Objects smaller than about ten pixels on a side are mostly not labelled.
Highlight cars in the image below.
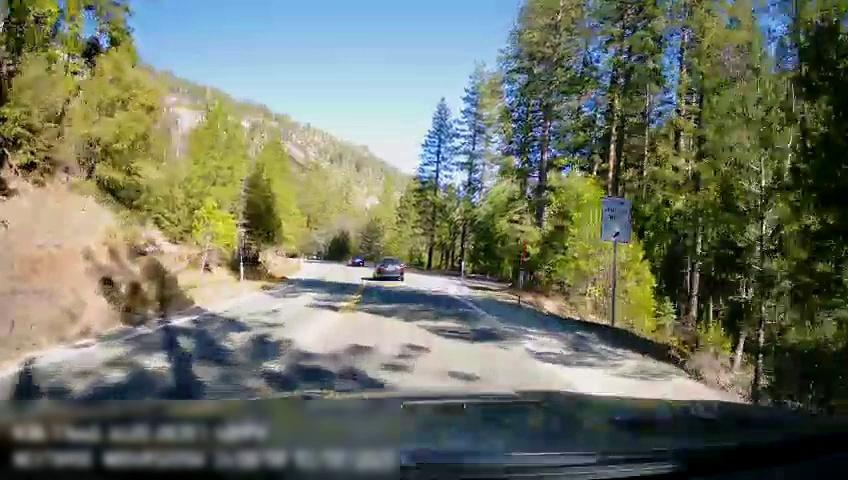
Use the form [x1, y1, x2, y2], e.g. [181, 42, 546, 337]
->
[346, 256, 365, 267]
[373, 257, 405, 282]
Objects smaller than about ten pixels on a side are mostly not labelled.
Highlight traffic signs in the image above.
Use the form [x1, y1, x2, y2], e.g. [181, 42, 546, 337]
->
[598, 196, 632, 244]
